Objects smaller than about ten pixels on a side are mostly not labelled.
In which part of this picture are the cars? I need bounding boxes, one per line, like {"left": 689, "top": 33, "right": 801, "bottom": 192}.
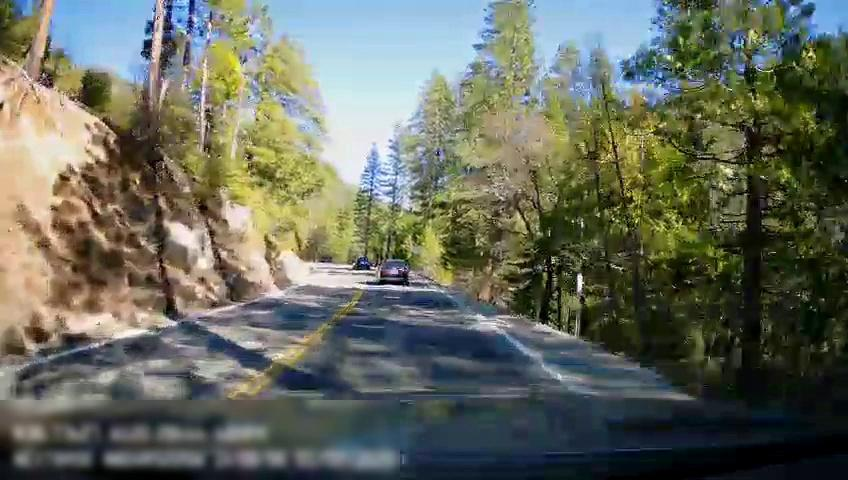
{"left": 376, "top": 259, "right": 410, "bottom": 286}
{"left": 352, "top": 256, "right": 370, "bottom": 271}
